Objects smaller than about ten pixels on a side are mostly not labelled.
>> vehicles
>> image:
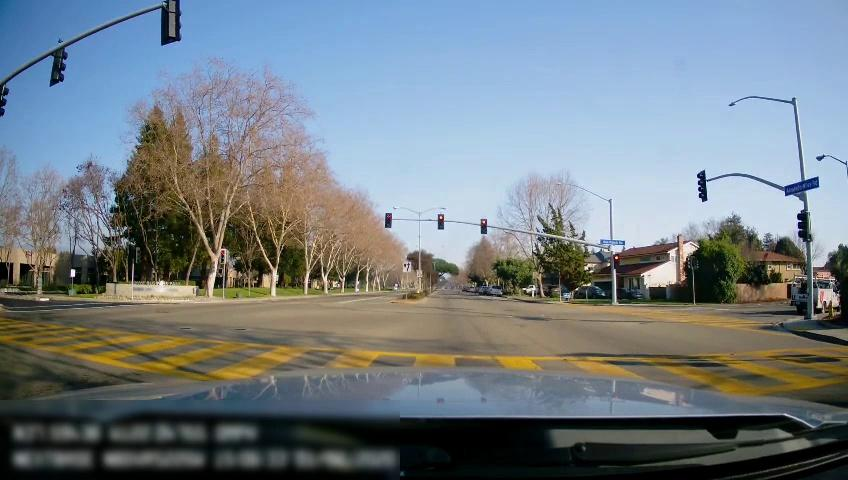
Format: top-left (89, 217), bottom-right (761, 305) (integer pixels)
top-left (520, 284), bottom-right (546, 297)
top-left (608, 287), bottom-right (643, 300)
top-left (544, 284), bottom-right (562, 298)
top-left (788, 277), bottom-right (841, 316)
top-left (573, 285), bottom-right (606, 300)
top-left (486, 284), bottom-right (503, 297)
top-left (478, 285), bottom-right (489, 296)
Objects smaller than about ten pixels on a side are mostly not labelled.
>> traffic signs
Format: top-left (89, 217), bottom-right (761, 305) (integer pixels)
top-left (599, 239), bottom-right (626, 247)
top-left (402, 260), bottom-right (412, 273)
top-left (784, 175), bottom-right (820, 197)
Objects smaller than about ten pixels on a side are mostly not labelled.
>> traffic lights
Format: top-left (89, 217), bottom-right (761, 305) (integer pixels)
top-left (480, 218), bottom-right (488, 235)
top-left (384, 212), bottom-right (393, 229)
top-left (692, 257), bottom-right (699, 271)
top-left (437, 213), bottom-right (445, 230)
top-left (613, 253), bottom-right (621, 270)
top-left (684, 255), bottom-right (692, 271)
top-left (219, 248), bottom-right (227, 265)
top-left (49, 39), bottom-right (69, 88)
top-left (696, 168), bottom-right (708, 203)
top-left (796, 209), bottom-right (814, 242)
top-left (0, 80), bottom-right (10, 117)
top-left (160, 0), bottom-right (182, 47)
